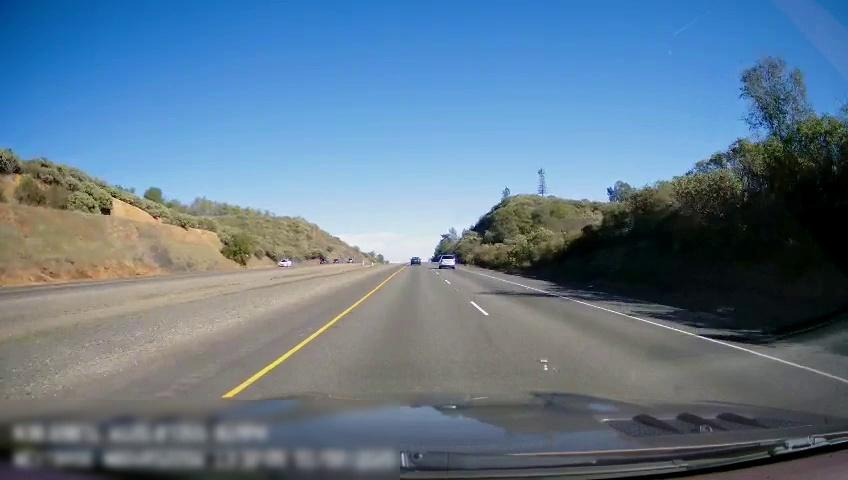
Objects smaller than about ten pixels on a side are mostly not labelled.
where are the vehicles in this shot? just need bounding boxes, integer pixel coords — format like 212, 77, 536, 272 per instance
277, 259, 294, 268
437, 255, 456, 269
410, 257, 421, 266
